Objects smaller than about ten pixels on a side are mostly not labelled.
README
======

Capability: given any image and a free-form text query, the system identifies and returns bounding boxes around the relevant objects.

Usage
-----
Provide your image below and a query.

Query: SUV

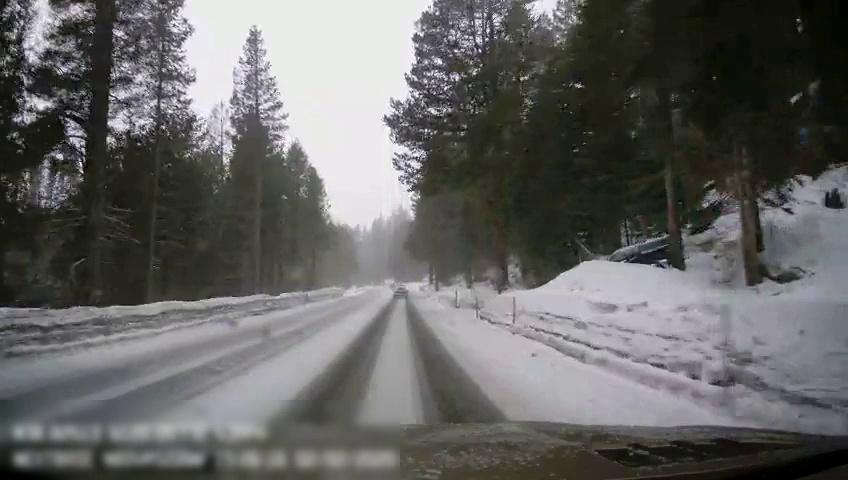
[393,286,409,300]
